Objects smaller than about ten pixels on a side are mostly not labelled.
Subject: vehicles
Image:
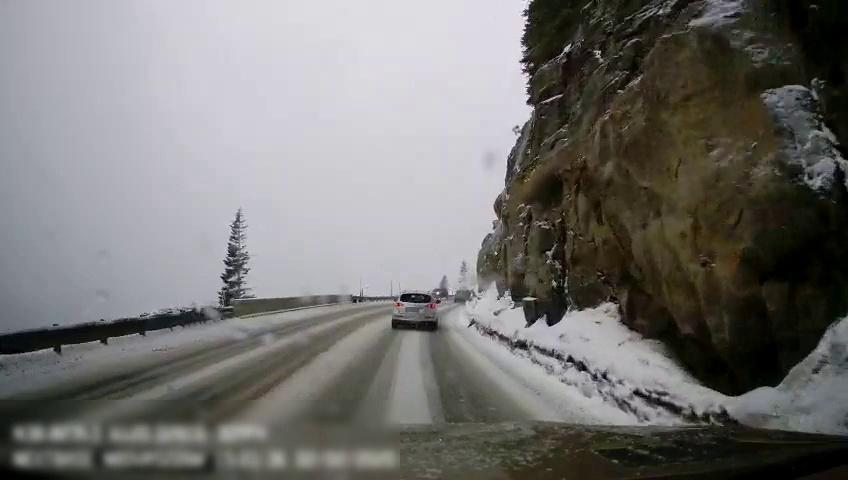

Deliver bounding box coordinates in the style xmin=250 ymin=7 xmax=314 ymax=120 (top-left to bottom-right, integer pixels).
xmin=454 ymin=289 xmax=473 ymax=303
xmin=390 ymin=290 xmax=443 ymax=331
xmin=430 ymin=287 xmax=449 ymax=301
